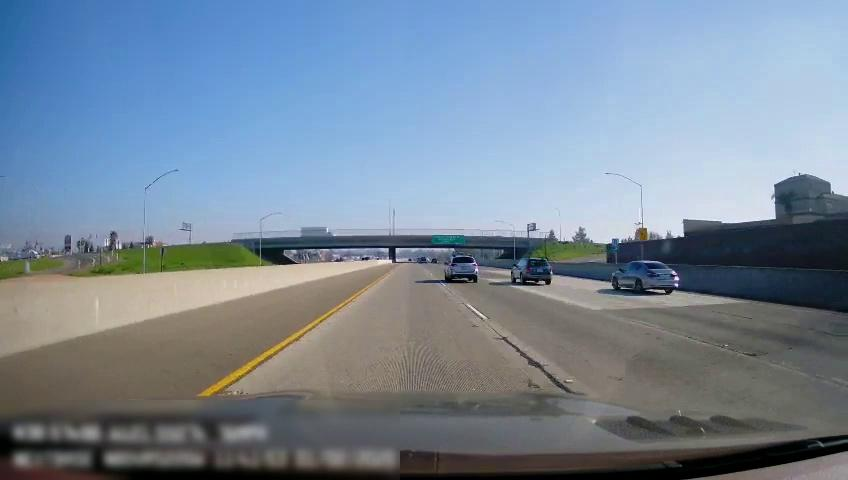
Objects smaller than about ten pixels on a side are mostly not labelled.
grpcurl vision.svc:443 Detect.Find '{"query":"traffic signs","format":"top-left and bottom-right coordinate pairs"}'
top-left (431, 234), bottom-right (464, 246)
top-left (637, 227), bottom-right (648, 241)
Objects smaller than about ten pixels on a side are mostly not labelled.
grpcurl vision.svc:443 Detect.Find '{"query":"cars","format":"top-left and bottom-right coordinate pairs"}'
top-left (612, 260), bottom-right (679, 295)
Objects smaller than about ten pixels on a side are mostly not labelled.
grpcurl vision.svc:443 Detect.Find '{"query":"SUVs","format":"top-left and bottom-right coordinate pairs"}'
top-left (510, 257), bottom-right (553, 286)
top-left (444, 255), bottom-right (478, 283)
